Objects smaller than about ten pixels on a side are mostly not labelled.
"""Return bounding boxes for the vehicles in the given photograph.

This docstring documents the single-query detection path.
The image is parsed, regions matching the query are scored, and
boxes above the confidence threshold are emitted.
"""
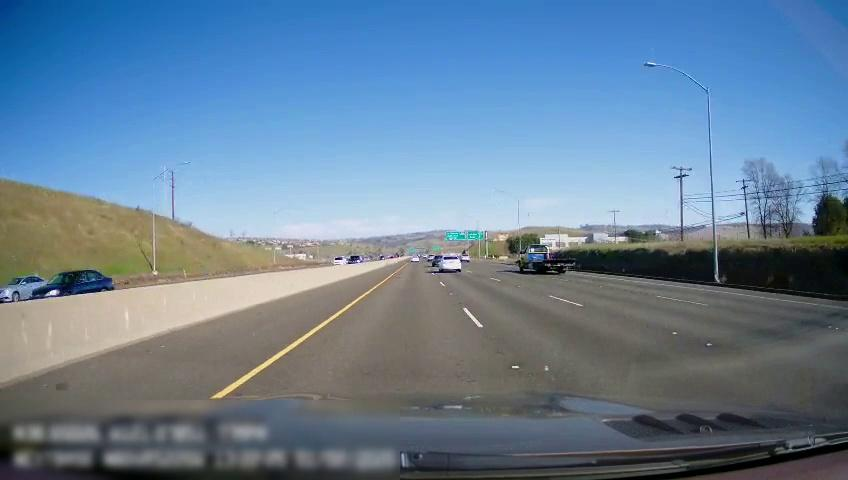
[439,255,463,273]
[459,254,470,263]
[0,276,48,303]
[347,255,363,264]
[332,256,347,265]
[432,255,444,267]
[518,244,575,275]
[31,270,113,299]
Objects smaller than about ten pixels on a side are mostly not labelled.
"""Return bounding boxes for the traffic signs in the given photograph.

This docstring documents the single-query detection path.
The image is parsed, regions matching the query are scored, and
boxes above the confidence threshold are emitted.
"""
[466,231,485,241]
[445,230,466,241]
